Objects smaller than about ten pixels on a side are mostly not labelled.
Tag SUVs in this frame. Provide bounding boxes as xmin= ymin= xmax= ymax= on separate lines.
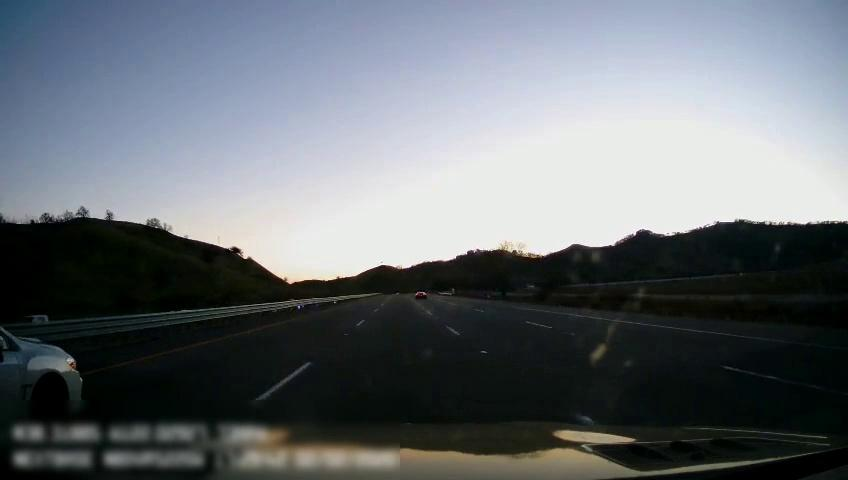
xmin=19 ymin=313 xmax=50 ymax=324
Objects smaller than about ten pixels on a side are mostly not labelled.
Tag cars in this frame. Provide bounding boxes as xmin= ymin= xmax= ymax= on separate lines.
xmin=0 ymin=327 xmax=82 ymax=443
xmin=416 ymin=291 xmax=427 ymax=300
